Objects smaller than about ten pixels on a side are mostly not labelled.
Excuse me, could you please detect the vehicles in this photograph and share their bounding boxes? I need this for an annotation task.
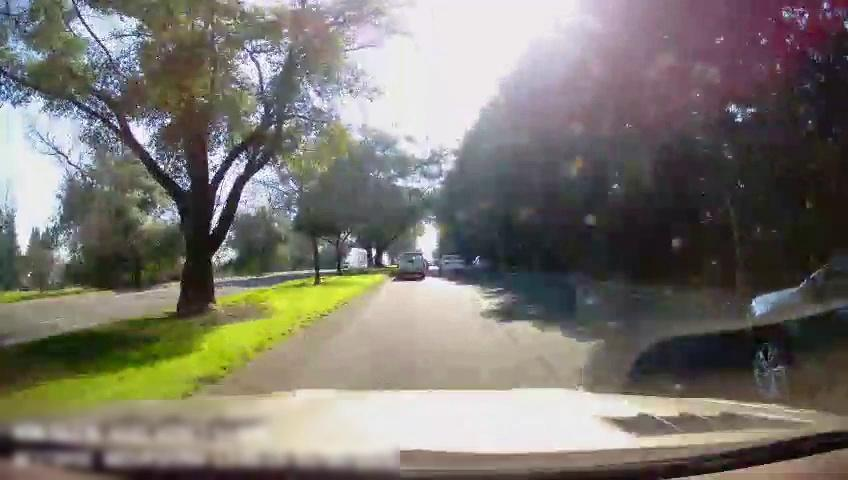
[438,254,466,274]
[745,250,848,410]
[472,253,491,271]
[396,253,426,282]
